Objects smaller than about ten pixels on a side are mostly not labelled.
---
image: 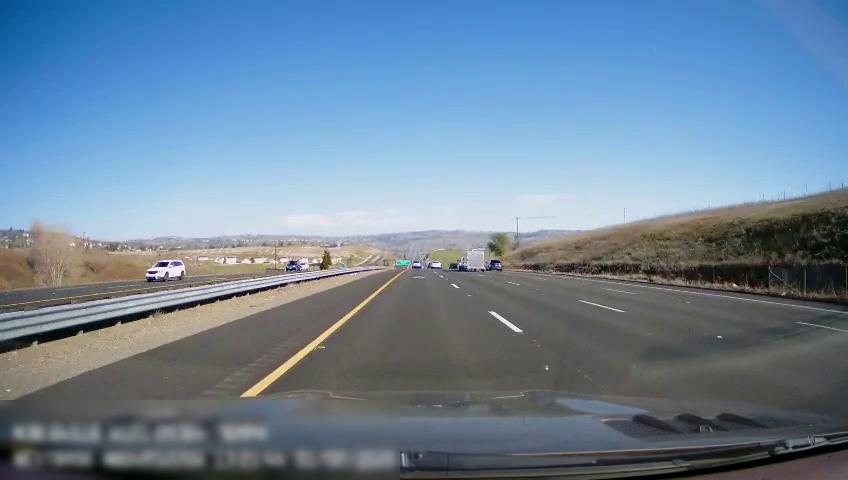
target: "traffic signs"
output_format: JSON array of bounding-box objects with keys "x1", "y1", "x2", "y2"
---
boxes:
[{"x1": 396, "y1": 259, "x2": 411, "y2": 266}]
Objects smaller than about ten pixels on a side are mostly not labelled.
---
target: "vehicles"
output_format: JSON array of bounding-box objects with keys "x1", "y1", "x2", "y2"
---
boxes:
[
  {"x1": 285, "y1": 260, "x2": 301, "y2": 272},
  {"x1": 429, "y1": 260, "x2": 442, "y2": 269},
  {"x1": 464, "y1": 247, "x2": 485, "y2": 272},
  {"x1": 300, "y1": 262, "x2": 309, "y2": 270},
  {"x1": 146, "y1": 259, "x2": 186, "y2": 281},
  {"x1": 457, "y1": 256, "x2": 464, "y2": 272},
  {"x1": 486, "y1": 260, "x2": 502, "y2": 272}
]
